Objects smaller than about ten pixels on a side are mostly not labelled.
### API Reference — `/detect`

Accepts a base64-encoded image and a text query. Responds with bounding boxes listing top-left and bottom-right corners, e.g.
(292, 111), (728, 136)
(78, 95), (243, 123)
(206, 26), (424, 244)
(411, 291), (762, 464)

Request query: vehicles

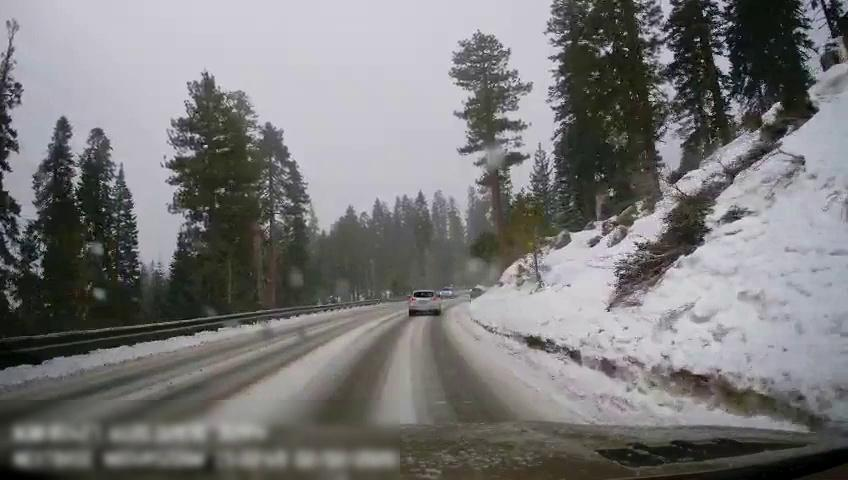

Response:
(469, 287), (485, 300)
(409, 290), (443, 317)
(438, 286), (456, 300)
